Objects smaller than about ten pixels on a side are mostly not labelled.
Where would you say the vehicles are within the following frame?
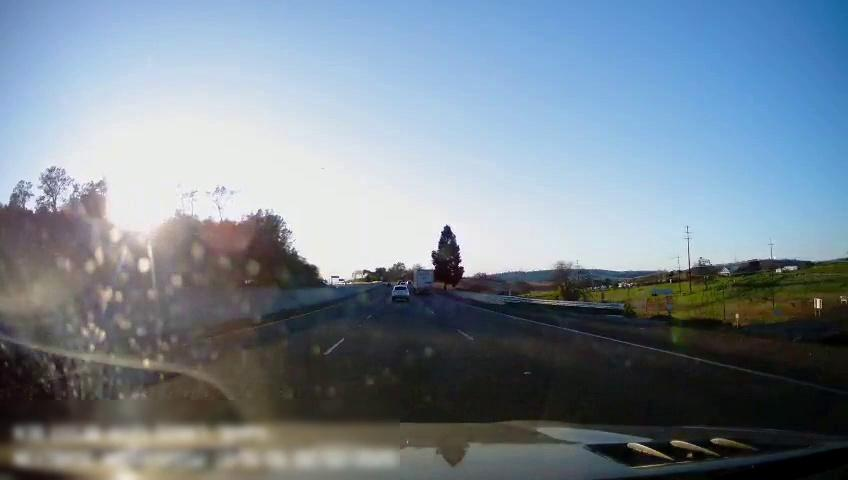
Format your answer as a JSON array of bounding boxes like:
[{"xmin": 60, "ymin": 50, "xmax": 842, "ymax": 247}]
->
[
  {"xmin": 414, "ymin": 270, "xmax": 434, "ymax": 295},
  {"xmin": 391, "ymin": 284, "xmax": 410, "ymax": 301}
]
